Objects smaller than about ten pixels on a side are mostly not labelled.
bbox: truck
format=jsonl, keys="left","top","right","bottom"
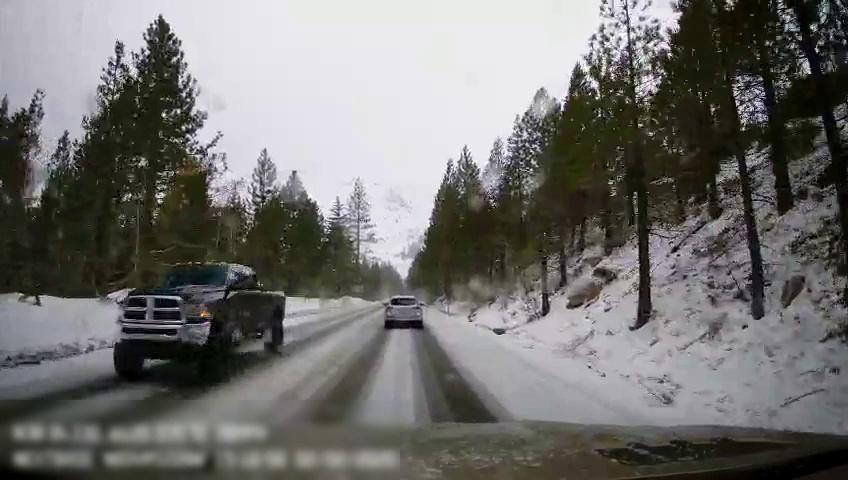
{"left": 113, "top": 262, "right": 287, "bottom": 388}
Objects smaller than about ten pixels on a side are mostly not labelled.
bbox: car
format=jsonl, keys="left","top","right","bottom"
{"left": 382, "top": 295, "right": 425, "bottom": 328}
